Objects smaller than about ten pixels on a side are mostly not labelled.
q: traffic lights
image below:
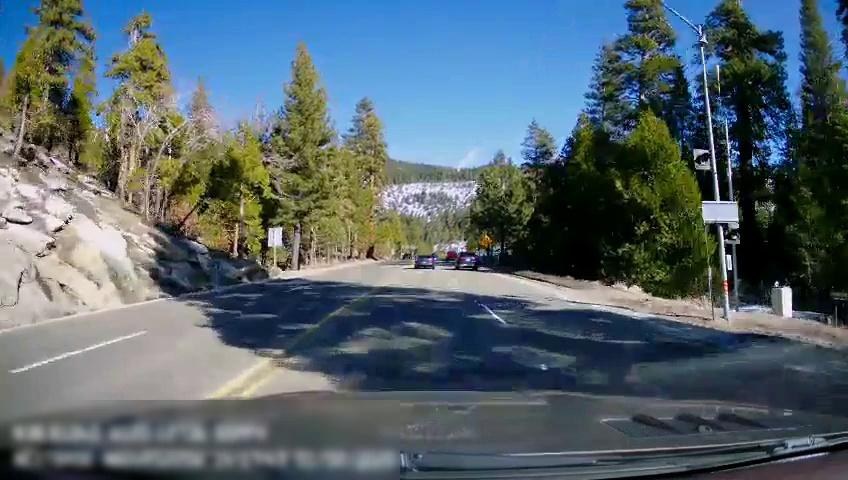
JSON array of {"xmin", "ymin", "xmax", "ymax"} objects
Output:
[{"xmin": 692, "ymin": 148, "xmax": 712, "ymax": 170}]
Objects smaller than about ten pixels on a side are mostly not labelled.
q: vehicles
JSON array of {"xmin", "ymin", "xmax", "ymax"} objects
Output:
[
  {"xmin": 446, "ymin": 251, "xmax": 457, "ymax": 262},
  {"xmin": 455, "ymin": 251, "xmax": 479, "ymax": 271},
  {"xmin": 413, "ymin": 255, "xmax": 435, "ymax": 270}
]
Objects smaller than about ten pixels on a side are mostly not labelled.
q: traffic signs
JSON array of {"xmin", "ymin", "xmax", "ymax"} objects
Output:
[
  {"xmin": 701, "ymin": 200, "xmax": 738, "ymax": 224},
  {"xmin": 478, "ymin": 232, "xmax": 493, "ymax": 249}
]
